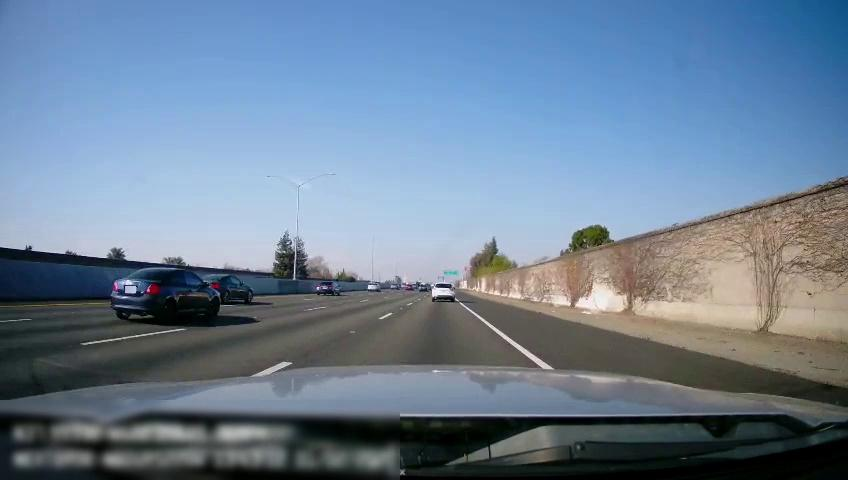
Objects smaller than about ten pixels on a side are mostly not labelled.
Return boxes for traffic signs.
[444,271,458,277]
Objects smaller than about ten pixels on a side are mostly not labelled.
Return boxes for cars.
[368,283,381,292]
[316,281,341,296]
[202,274,254,305]
[111,267,221,323]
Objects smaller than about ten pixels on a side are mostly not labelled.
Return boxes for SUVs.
[431,282,456,302]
